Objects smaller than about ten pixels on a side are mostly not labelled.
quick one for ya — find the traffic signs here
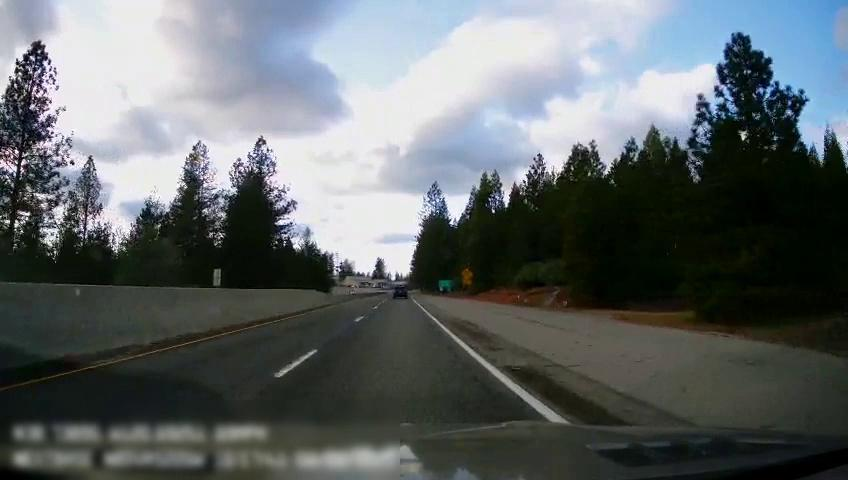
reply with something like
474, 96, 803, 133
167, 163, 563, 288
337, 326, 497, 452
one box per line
438, 279, 452, 289
463, 268, 471, 280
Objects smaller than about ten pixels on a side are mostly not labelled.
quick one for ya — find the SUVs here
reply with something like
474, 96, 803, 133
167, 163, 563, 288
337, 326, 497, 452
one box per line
392, 285, 409, 300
